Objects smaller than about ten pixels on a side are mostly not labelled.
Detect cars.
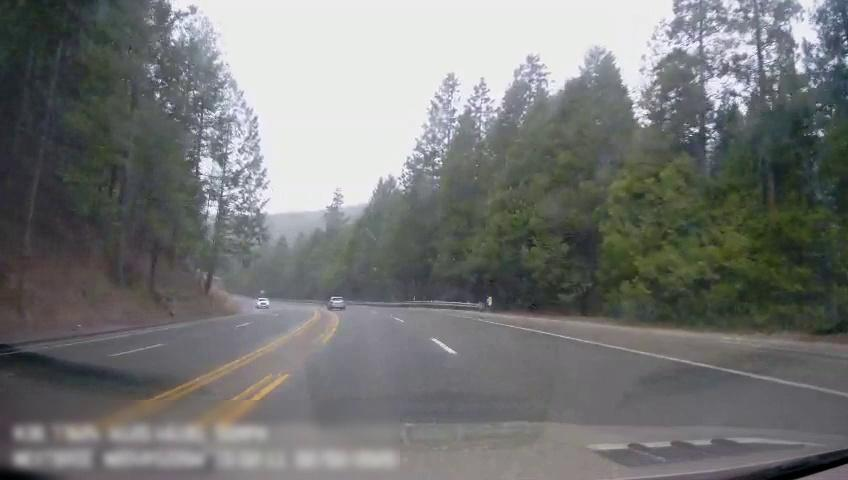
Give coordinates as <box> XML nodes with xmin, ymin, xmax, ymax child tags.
<box><xmin>326</xmin><ymin>295</ymin><xmax>346</xmax><ymax>311</ymax></box>
<box><xmin>256</xmin><ymin>298</ymin><xmax>270</xmax><ymax>310</ymax></box>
